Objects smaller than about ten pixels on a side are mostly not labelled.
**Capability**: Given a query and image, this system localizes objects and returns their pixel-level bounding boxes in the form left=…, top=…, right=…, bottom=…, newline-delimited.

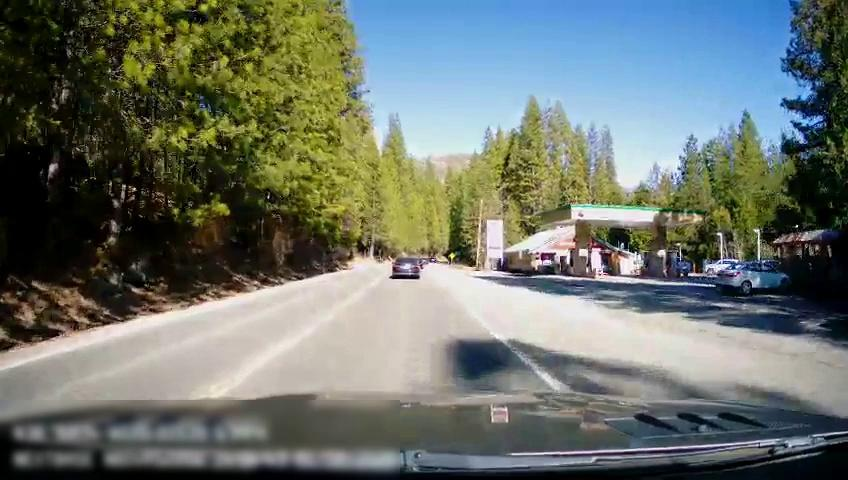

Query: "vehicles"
left=390, top=256, right=421, bottom=279
left=712, top=260, right=795, bottom=296
left=703, top=258, right=740, bottom=276
left=417, top=256, right=425, bottom=270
